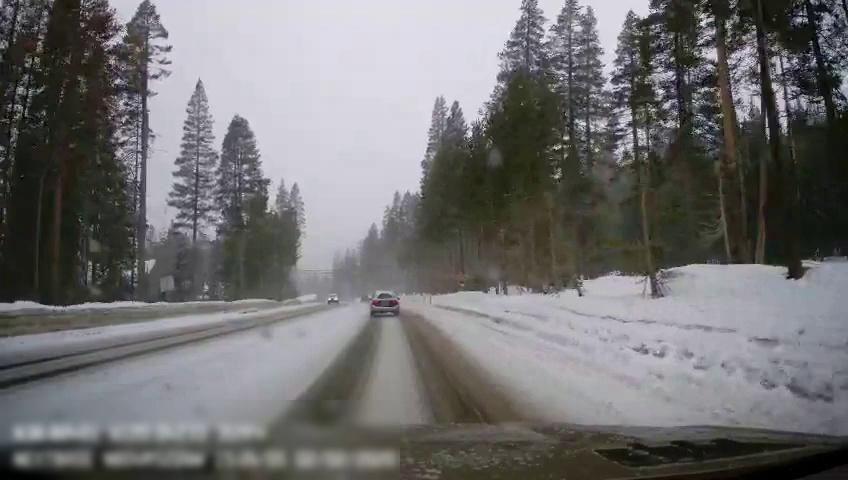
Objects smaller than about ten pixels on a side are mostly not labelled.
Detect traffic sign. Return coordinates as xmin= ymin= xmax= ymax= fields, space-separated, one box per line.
xmin=159 ymin=275 xmax=176 ymax=294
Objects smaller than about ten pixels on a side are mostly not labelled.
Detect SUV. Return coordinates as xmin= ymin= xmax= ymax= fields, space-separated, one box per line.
xmin=326 ymin=292 xmax=340 ymax=305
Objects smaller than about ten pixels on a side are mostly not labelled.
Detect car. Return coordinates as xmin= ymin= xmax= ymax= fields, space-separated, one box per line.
xmin=369 ymin=289 xmax=402 ymax=317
